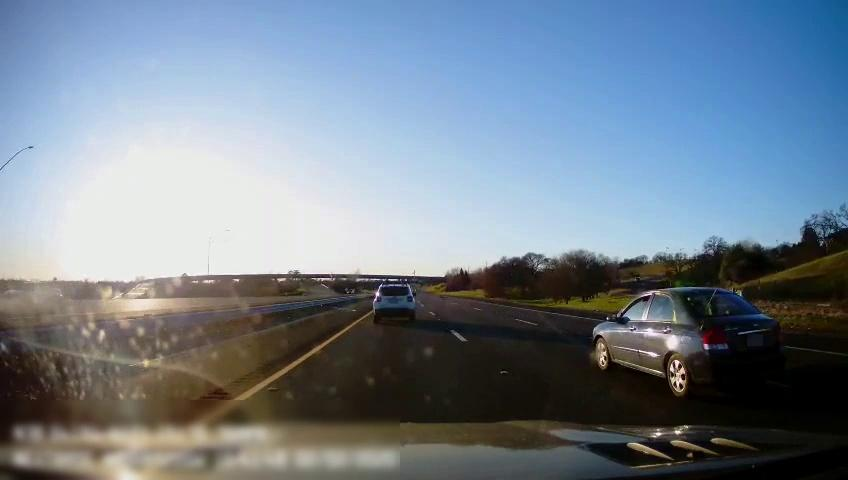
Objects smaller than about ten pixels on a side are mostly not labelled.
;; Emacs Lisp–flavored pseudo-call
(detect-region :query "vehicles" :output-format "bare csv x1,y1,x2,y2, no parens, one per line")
371,283,419,325
591,287,782,405
346,289,356,295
